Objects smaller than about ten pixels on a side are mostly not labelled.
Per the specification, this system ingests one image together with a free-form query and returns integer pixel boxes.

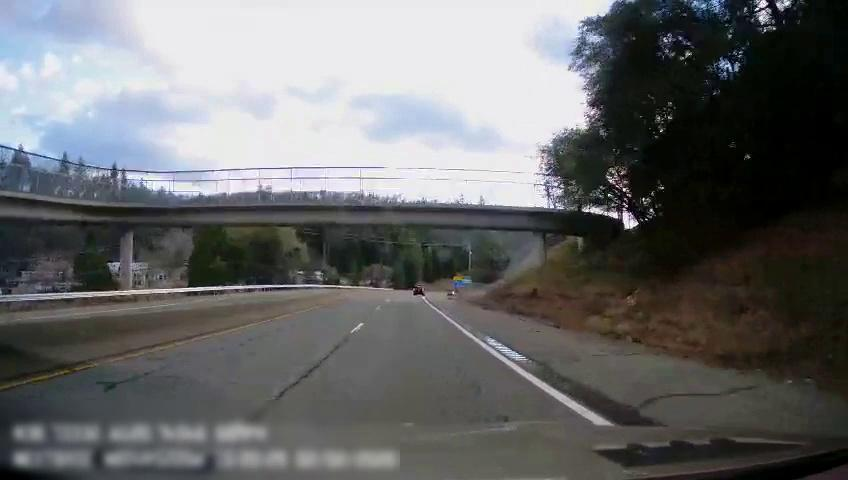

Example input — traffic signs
[453,280,465,288]
[453,276,464,281]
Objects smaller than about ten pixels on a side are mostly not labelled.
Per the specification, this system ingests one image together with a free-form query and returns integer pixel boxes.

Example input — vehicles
[412,284,426,297]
